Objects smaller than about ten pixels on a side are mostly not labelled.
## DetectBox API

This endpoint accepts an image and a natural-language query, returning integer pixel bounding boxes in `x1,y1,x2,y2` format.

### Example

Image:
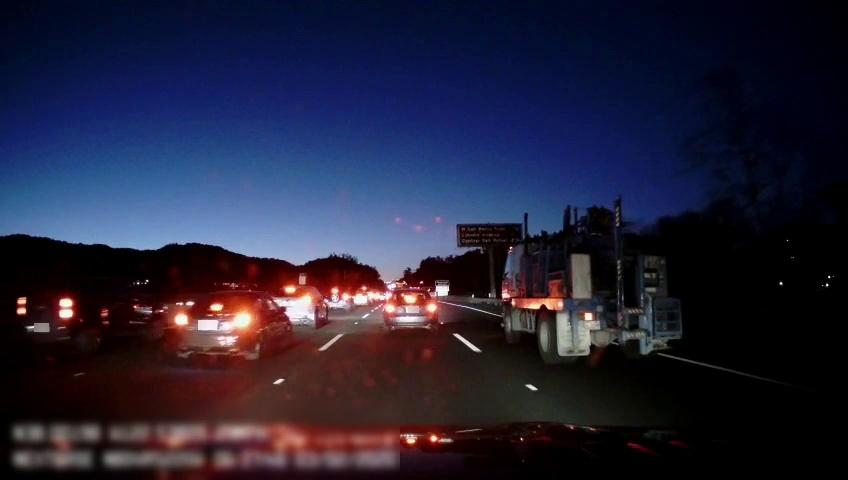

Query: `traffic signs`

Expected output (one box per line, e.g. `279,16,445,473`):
456,222,524,246
435,286,450,291
435,280,450,287
437,291,448,297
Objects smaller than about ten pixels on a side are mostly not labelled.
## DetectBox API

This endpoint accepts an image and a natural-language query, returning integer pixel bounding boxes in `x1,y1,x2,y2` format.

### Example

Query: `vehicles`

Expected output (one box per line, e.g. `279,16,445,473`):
13,269,169,357
173,291,292,366
270,287,330,331
367,287,387,304
351,288,369,307
384,286,436,328
494,234,684,367
322,284,353,313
